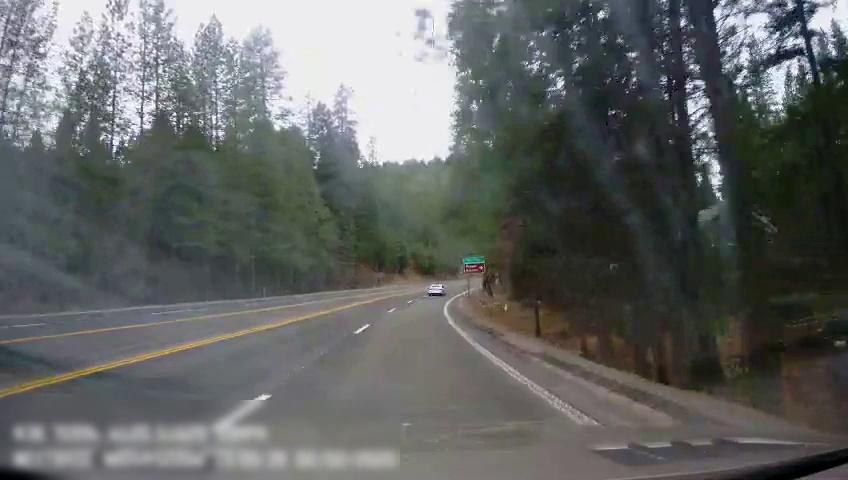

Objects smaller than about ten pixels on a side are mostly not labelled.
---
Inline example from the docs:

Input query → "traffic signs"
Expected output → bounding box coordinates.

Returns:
[463,255,486,265]
[464,264,487,274]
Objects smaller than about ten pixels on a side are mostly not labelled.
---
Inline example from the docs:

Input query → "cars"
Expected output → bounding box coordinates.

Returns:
[427,283,446,297]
